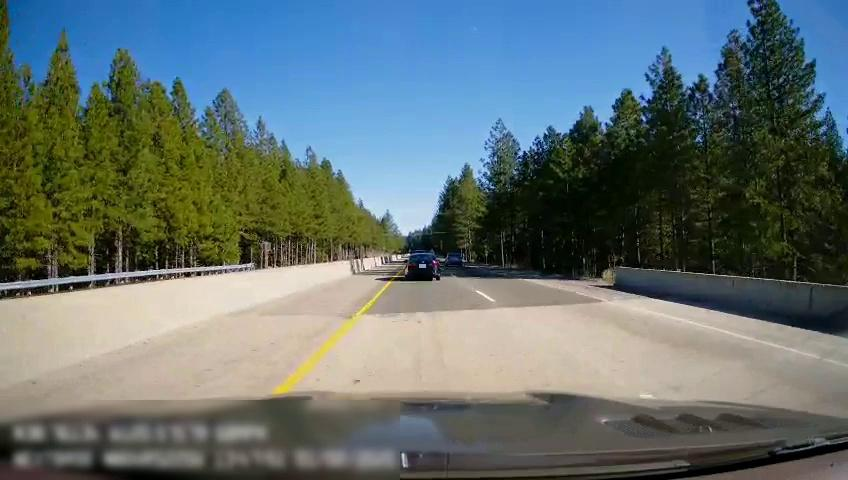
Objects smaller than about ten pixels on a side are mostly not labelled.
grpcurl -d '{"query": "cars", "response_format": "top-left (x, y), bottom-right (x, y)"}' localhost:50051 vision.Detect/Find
top-left (406, 255), bottom-right (440, 281)
top-left (446, 254), bottom-right (462, 267)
